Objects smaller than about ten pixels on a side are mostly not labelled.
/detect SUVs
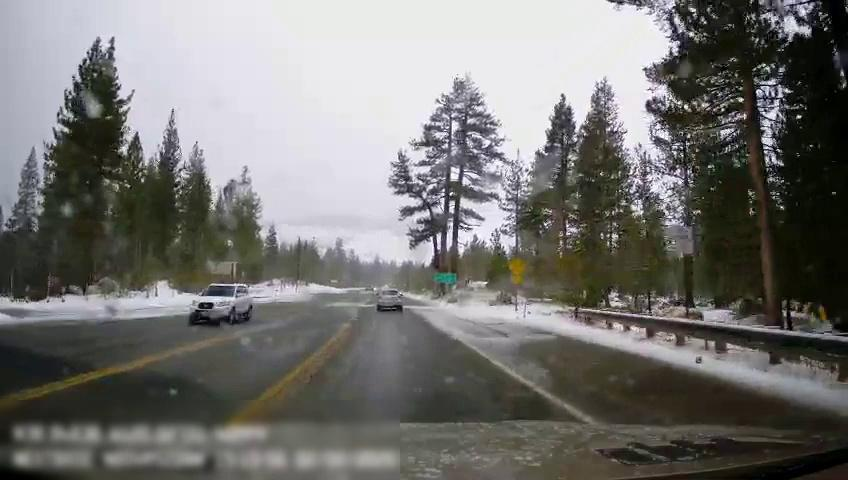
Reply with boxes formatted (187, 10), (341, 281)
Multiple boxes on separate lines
(187, 282), (256, 325)
(375, 289), (404, 311)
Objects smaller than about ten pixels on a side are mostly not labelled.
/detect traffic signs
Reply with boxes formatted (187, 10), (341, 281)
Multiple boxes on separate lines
(434, 272), (458, 285)
(511, 275), (522, 283)
(509, 257), (526, 275)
